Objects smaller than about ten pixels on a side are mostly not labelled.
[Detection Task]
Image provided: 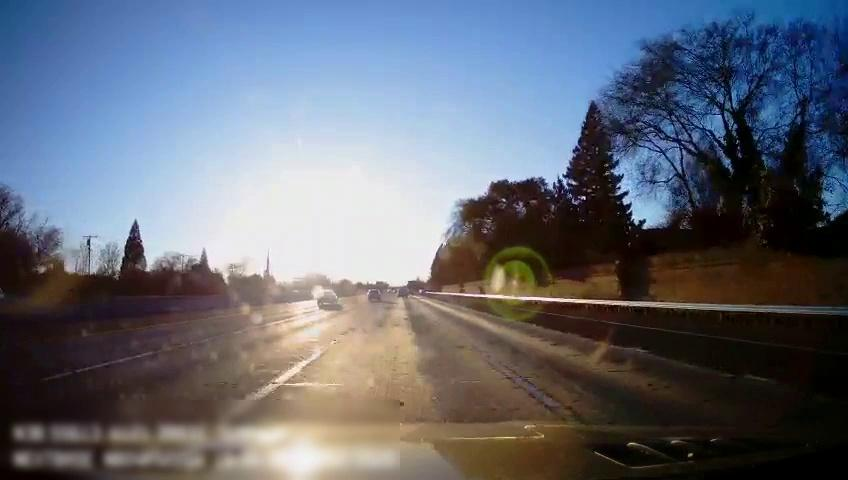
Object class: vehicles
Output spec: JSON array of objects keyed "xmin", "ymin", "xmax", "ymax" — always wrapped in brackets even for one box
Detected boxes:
[
  {"xmin": 397, "ymin": 287, "xmax": 409, "ymax": 298},
  {"xmin": 365, "ymin": 288, "xmax": 383, "ymax": 302},
  {"xmin": 316, "ymin": 289, "xmax": 339, "ymax": 307},
  {"xmin": 0, "ymin": 289, "xmax": 7, "ymax": 298}
]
